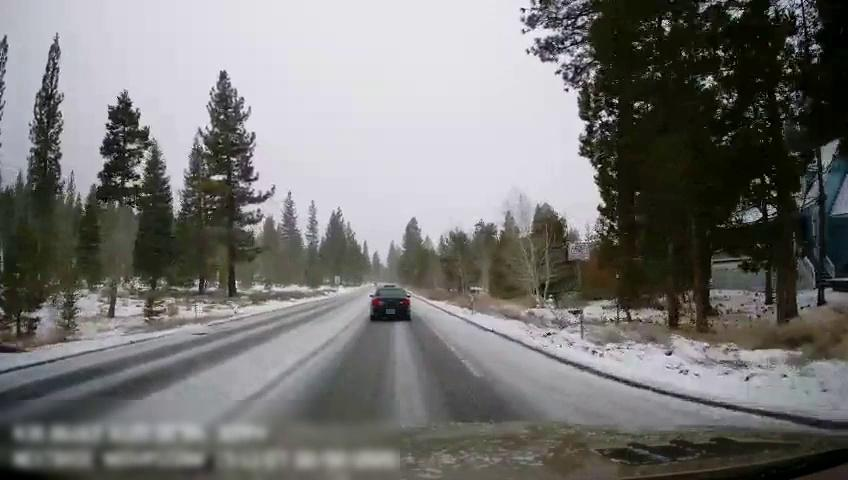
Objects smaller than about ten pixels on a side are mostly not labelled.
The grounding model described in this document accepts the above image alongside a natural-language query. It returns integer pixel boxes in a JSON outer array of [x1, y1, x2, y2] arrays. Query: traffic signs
[[568, 242, 590, 262]]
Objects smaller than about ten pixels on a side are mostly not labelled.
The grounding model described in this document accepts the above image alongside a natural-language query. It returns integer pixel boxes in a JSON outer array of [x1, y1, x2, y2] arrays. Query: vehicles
[[369, 287, 411, 321], [383, 283, 397, 288]]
